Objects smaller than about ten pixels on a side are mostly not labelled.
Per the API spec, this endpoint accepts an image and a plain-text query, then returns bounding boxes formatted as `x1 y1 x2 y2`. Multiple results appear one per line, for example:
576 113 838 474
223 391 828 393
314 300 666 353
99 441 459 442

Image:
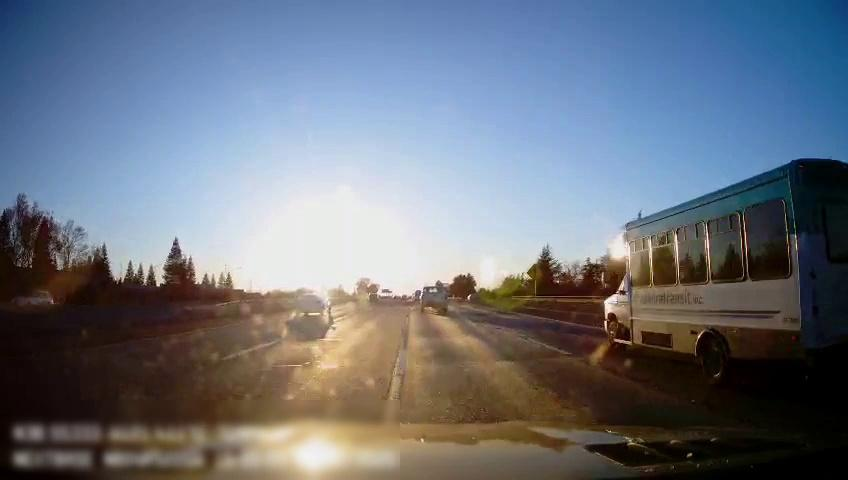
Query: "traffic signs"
527 262 546 283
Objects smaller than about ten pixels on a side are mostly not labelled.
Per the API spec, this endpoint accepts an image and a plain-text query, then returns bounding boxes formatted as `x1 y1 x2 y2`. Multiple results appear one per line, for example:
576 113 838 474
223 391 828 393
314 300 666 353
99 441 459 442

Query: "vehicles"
603 156 848 395
419 285 449 314
366 292 381 303
11 289 55 306
298 292 333 317
465 293 480 304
